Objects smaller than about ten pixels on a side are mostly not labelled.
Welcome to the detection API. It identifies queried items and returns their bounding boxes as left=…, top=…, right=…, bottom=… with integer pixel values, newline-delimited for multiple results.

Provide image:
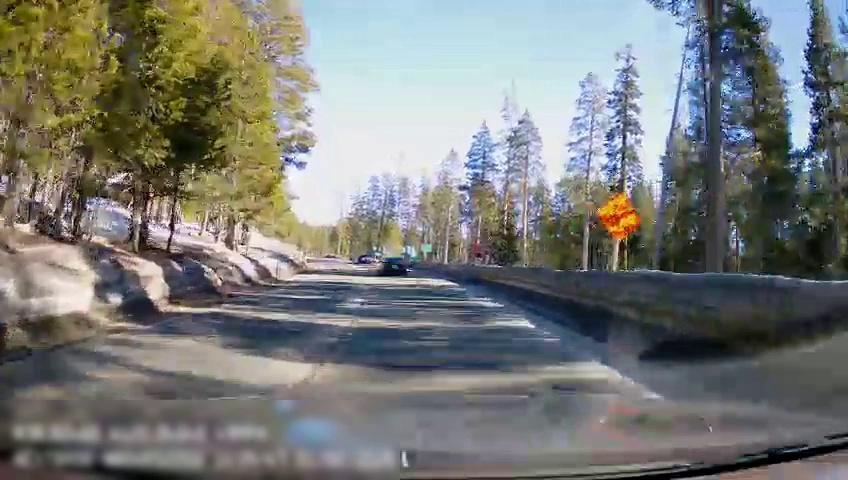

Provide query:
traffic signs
left=593, top=190, right=640, bottom=241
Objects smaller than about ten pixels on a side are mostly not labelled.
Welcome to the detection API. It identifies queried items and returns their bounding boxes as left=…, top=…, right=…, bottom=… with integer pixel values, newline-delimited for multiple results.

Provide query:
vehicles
left=353, top=254, right=369, bottom=265
left=381, top=256, right=409, bottom=277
